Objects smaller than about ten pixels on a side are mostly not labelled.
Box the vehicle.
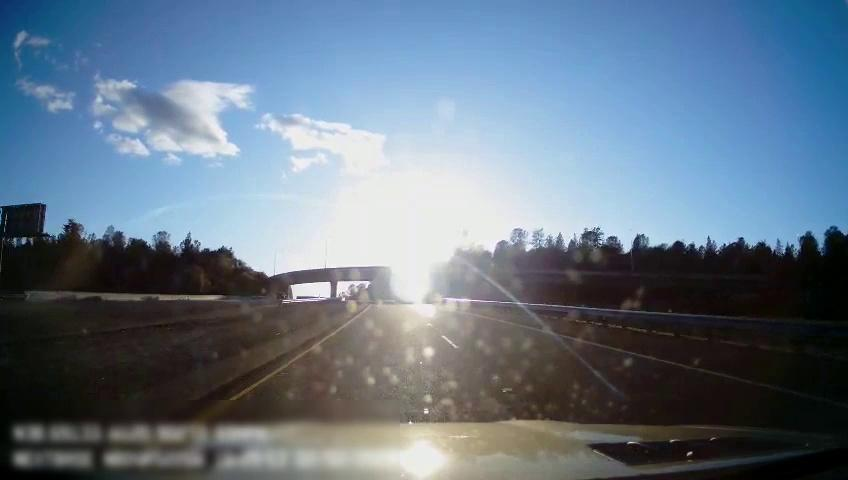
[275,292,287,300]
